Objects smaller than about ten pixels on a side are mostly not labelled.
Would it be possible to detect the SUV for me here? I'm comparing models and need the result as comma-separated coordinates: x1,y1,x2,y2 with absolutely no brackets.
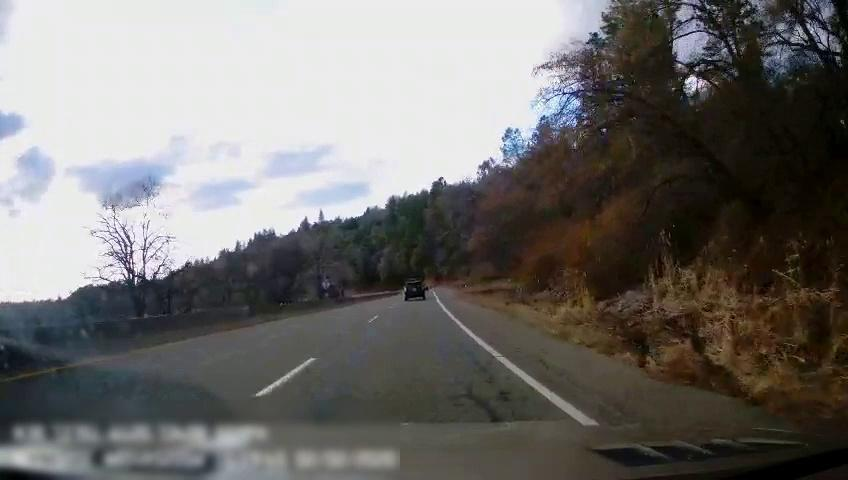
404,282,426,301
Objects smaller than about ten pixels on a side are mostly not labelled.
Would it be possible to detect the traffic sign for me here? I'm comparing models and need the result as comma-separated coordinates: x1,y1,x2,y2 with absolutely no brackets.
320,279,330,292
